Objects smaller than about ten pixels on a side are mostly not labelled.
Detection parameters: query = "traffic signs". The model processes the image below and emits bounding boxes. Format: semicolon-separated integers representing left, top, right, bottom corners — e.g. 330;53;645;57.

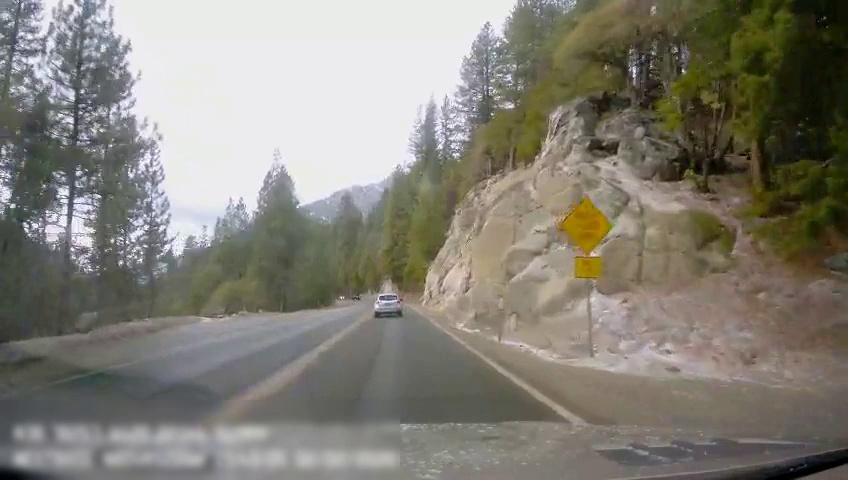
573;255;602;280
560;193;614;255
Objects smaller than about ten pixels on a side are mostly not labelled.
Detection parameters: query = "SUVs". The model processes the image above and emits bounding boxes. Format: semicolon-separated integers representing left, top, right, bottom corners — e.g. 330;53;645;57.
374;292;404;318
